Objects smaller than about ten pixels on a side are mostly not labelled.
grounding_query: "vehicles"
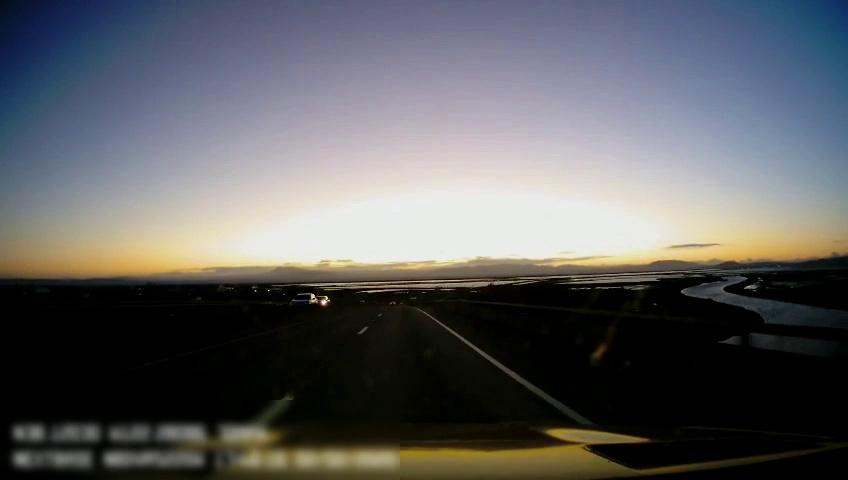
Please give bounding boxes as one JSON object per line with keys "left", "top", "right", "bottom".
{"left": 316, "top": 295, "right": 331, "bottom": 305}
{"left": 289, "top": 293, "right": 319, "bottom": 306}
